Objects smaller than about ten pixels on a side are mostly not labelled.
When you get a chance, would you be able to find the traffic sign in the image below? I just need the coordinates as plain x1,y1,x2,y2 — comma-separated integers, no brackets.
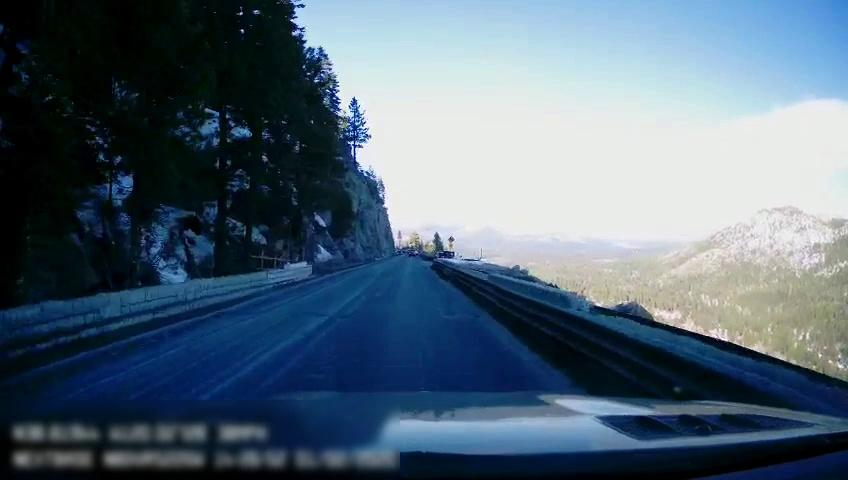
446,236,455,244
